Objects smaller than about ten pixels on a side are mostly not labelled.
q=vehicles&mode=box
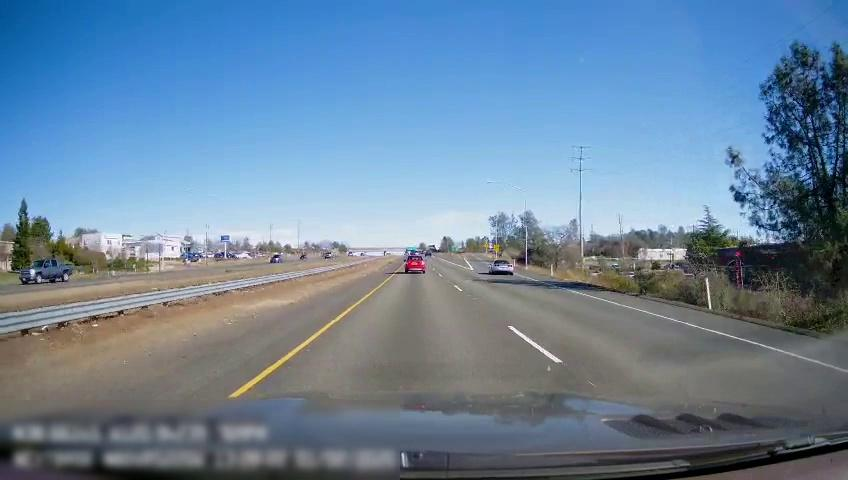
[182,252,202,264]
[18,257,75,285]
[488,257,514,276]
[269,254,285,264]
[402,254,427,275]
